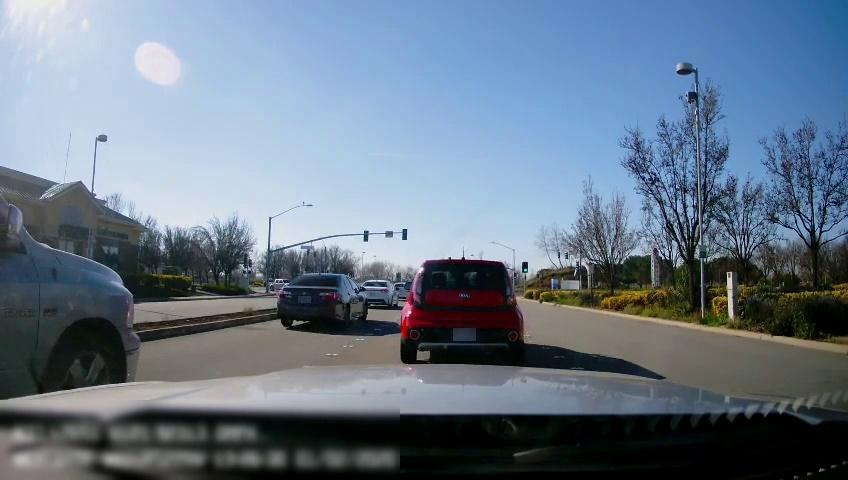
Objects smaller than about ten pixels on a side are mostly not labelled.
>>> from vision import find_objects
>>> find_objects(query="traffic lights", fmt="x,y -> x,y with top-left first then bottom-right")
363,231 -> 369,242
521,261 -> 528,273
402,229 -> 408,241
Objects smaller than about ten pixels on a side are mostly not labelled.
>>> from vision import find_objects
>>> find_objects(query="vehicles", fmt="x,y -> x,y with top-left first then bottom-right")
361,280 -> 400,310
391,282 -> 411,299
276,273 -> 368,330
269,279 -> 294,291
0,192 -> 141,401
399,258 -> 526,365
